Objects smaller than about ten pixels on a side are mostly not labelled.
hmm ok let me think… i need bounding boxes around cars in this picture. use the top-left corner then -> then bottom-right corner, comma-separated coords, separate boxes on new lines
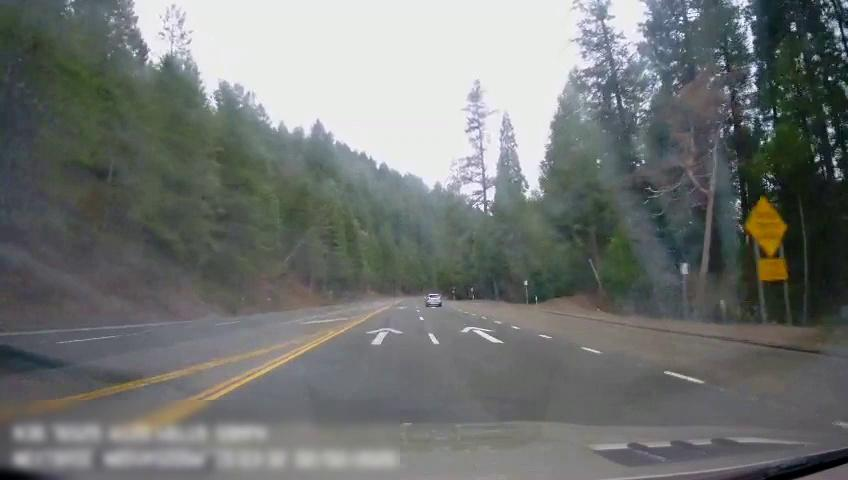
425,293 -> 442,308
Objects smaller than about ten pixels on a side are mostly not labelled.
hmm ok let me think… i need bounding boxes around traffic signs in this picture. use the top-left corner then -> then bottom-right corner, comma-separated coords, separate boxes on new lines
756,258 -> 789,282
741,196 -> 788,260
